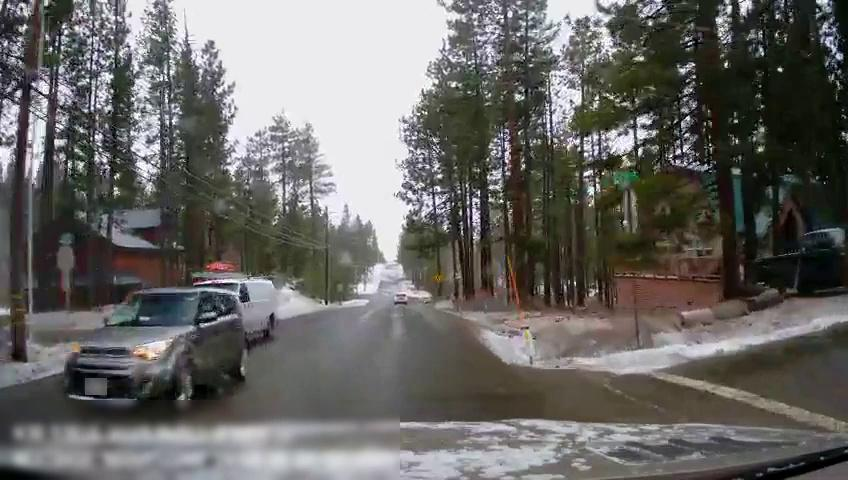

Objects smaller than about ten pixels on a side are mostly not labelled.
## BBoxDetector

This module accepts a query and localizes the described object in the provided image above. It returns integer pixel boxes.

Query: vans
[190,279,279,340]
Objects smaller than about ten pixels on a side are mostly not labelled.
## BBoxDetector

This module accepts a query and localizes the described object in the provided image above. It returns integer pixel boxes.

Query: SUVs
[392,291,409,306]
[64,288,249,414]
